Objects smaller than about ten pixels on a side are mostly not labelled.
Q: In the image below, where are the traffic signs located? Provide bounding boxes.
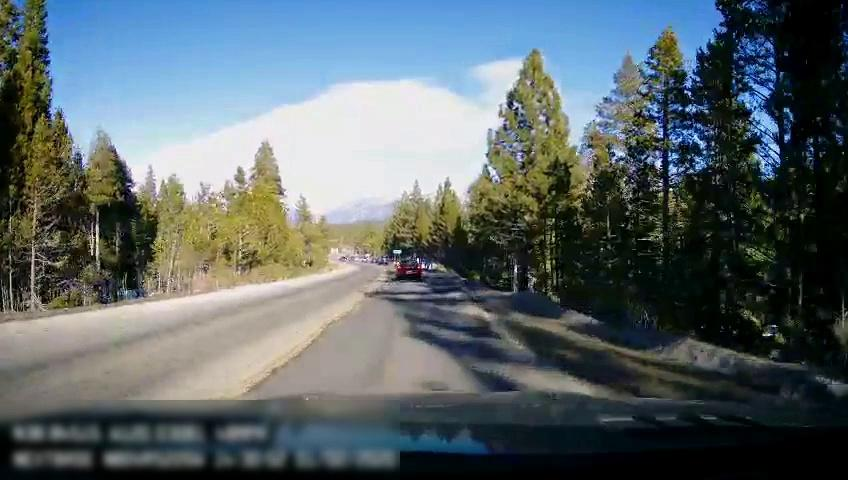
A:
[392,249,403,254]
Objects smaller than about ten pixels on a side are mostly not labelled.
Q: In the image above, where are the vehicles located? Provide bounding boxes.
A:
[375,256,389,265]
[398,262,422,279]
